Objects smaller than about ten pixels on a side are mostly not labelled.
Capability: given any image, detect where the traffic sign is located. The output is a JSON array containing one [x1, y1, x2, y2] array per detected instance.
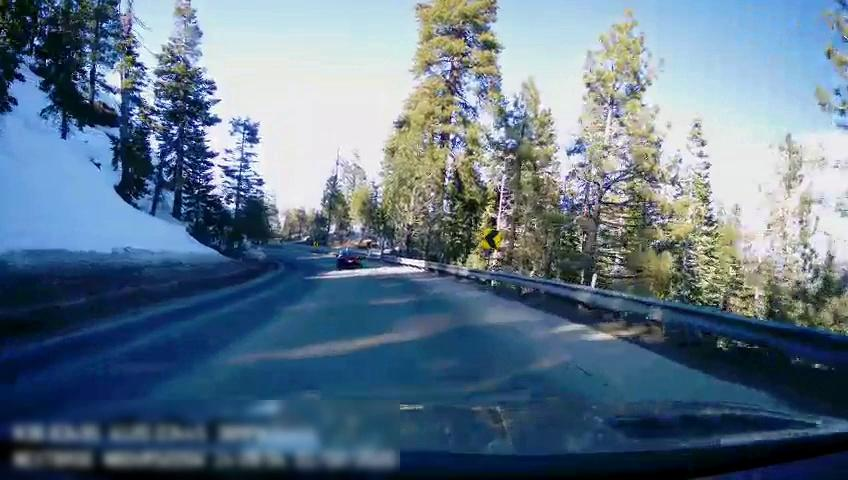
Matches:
[[481, 227, 505, 250]]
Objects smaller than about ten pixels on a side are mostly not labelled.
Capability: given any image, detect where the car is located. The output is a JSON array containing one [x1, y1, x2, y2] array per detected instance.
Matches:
[[335, 249, 361, 269]]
